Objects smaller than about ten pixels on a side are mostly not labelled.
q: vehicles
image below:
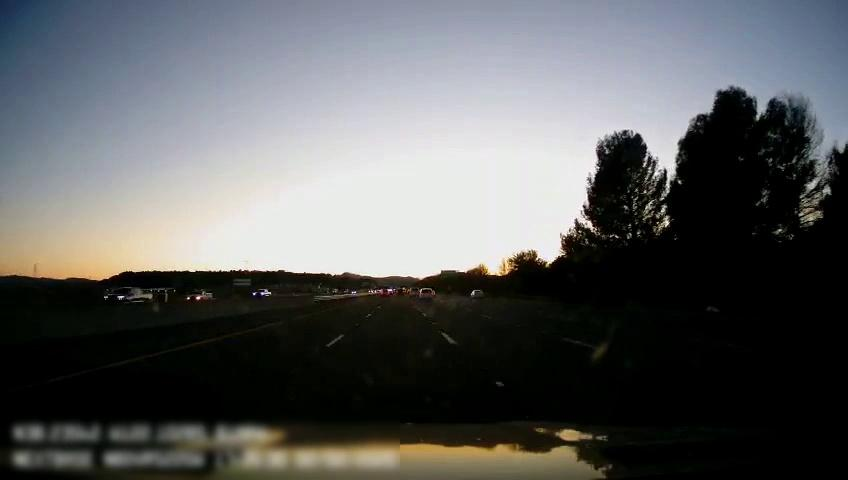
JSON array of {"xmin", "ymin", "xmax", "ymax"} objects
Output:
[
  {"xmin": 419, "ymin": 288, "xmax": 434, "ymax": 301},
  {"xmin": 186, "ymin": 291, "xmax": 213, "ymax": 302},
  {"xmin": 103, "ymin": 286, "xmax": 153, "ymax": 303},
  {"xmin": 252, "ymin": 288, "xmax": 272, "ymax": 296},
  {"xmin": 408, "ymin": 287, "xmax": 420, "ymax": 298},
  {"xmin": 470, "ymin": 289, "xmax": 485, "ymax": 299}
]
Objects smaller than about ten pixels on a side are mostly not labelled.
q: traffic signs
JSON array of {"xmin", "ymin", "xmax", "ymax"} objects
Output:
[{"xmin": 440, "ymin": 270, "xmax": 458, "ymax": 281}]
